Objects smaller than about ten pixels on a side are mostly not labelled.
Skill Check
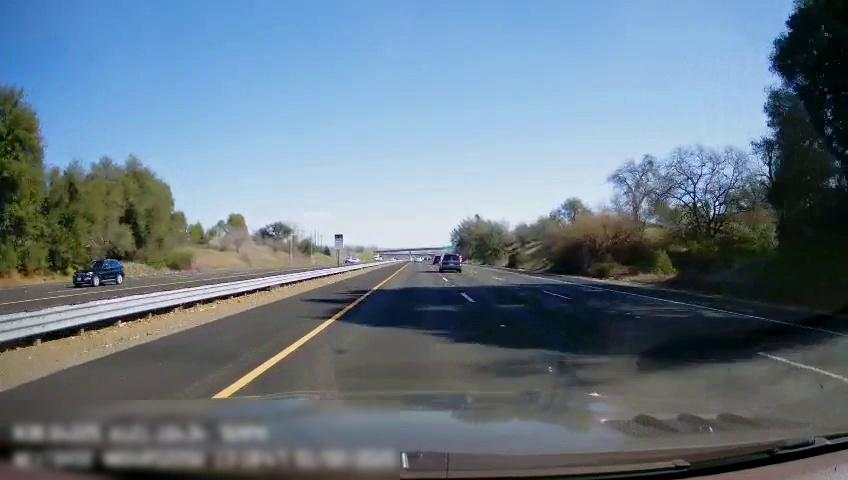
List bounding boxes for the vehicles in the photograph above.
[439,254,463,273]
[72,259,125,288]
[433,255,442,265]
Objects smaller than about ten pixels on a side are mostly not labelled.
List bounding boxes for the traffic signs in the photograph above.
[333,233,344,249]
